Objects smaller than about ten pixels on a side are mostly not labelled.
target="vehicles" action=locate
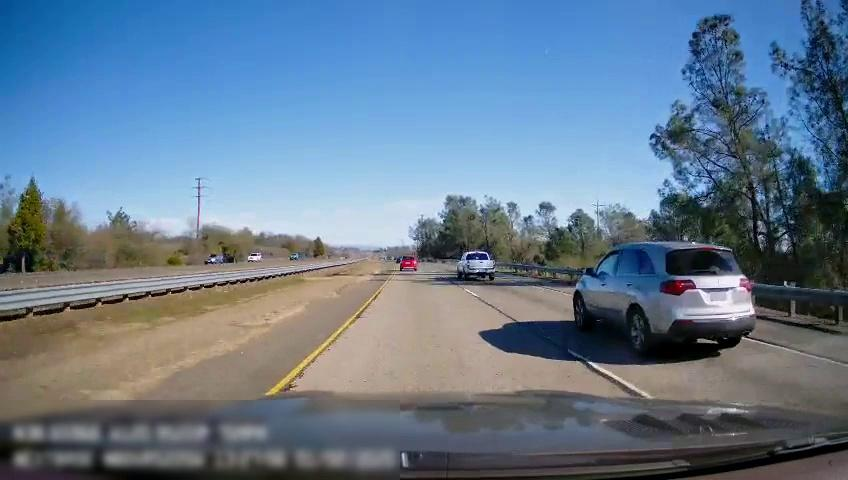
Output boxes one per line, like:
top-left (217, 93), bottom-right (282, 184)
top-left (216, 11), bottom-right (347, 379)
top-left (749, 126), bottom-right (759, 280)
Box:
top-left (288, 252), bottom-right (303, 262)
top-left (203, 254), bottom-right (223, 265)
top-left (247, 252), bottom-right (263, 264)
top-left (456, 251), bottom-right (496, 282)
top-left (573, 241), bottom-right (757, 356)
top-left (399, 255), bottom-right (418, 272)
